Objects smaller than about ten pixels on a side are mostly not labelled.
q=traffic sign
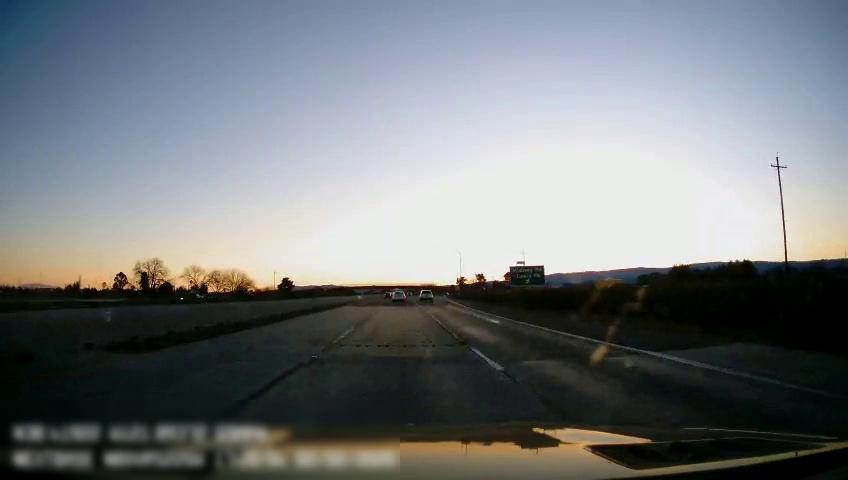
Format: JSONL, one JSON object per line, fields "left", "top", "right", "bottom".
{"left": 508, "top": 265, "right": 547, "bottom": 287}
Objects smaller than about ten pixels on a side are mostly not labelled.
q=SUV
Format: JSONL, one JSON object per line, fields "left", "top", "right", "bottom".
{"left": 418, "top": 289, "right": 434, "bottom": 302}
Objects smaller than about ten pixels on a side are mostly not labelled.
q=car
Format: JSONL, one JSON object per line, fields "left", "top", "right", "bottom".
{"left": 390, "top": 291, "right": 407, "bottom": 303}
